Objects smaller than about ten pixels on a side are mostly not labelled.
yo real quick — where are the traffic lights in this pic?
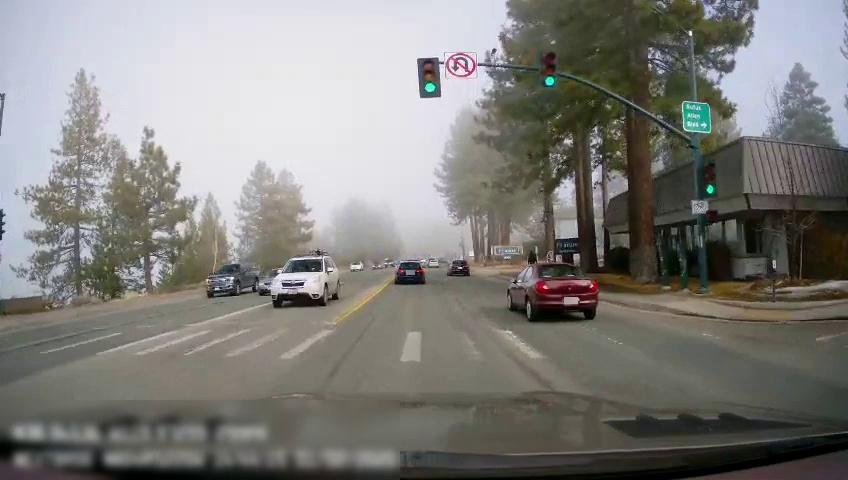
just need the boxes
[416,56,443,101]
[0,208,8,239]
[703,160,720,197]
[705,211,719,223]
[541,49,559,90]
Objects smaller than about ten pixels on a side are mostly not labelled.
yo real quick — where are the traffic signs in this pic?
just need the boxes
[690,199,709,215]
[444,48,480,80]
[681,99,712,135]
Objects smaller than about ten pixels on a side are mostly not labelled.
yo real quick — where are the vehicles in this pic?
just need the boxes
[206,263,260,298]
[429,258,441,268]
[257,273,278,296]
[505,263,600,323]
[348,260,364,273]
[270,256,339,309]
[396,260,424,286]
[448,260,469,276]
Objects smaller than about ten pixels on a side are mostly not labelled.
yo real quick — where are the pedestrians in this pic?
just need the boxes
[528,255,535,265]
